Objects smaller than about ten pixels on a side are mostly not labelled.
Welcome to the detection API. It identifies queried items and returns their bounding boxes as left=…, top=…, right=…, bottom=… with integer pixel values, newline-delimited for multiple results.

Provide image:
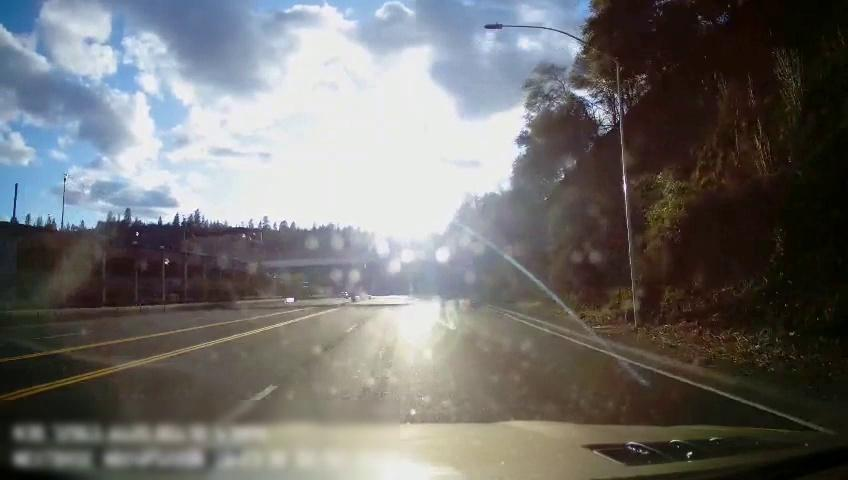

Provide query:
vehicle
left=339, top=291, right=348, bottom=299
